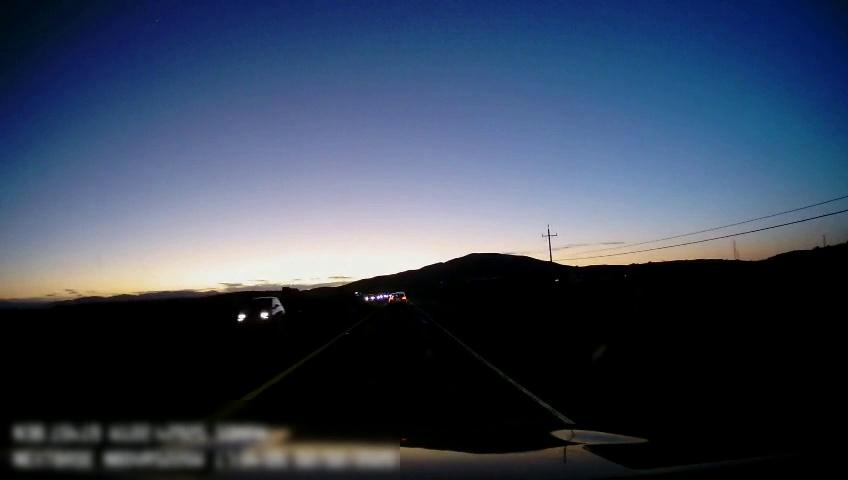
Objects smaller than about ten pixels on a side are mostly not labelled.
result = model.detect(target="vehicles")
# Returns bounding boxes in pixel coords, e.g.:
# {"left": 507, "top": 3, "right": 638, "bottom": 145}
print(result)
{"left": 389, "top": 292, "right": 408, "bottom": 307}
{"left": 236, "top": 296, "right": 286, "bottom": 324}
{"left": 363, "top": 293, "right": 376, "bottom": 303}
